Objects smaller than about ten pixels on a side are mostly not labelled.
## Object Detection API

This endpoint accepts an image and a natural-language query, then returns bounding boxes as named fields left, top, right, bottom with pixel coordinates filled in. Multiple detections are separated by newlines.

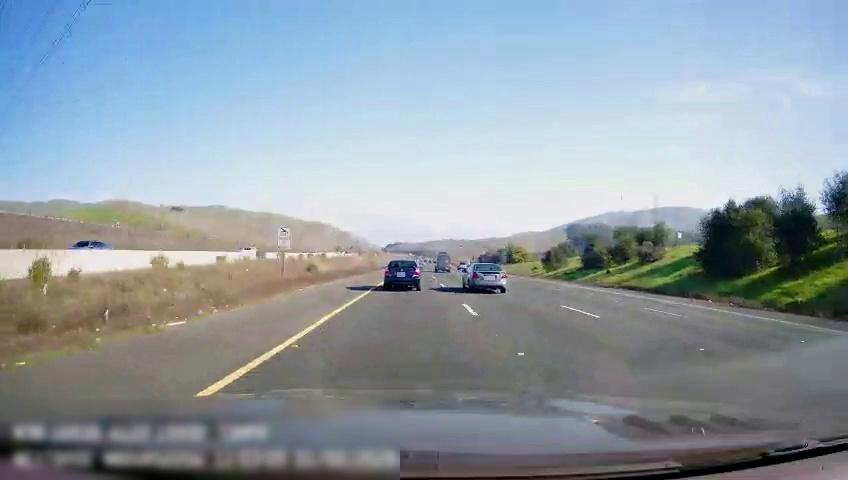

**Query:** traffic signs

left=277, top=228, right=291, bottom=250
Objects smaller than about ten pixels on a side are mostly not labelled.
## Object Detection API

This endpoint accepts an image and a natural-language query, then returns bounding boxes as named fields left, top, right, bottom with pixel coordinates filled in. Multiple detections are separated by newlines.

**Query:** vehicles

left=433, top=251, right=451, bottom=273
left=457, top=261, right=468, bottom=271
left=383, top=259, right=425, bottom=292
left=461, top=262, right=508, bottom=294
left=70, top=240, right=114, bottom=249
